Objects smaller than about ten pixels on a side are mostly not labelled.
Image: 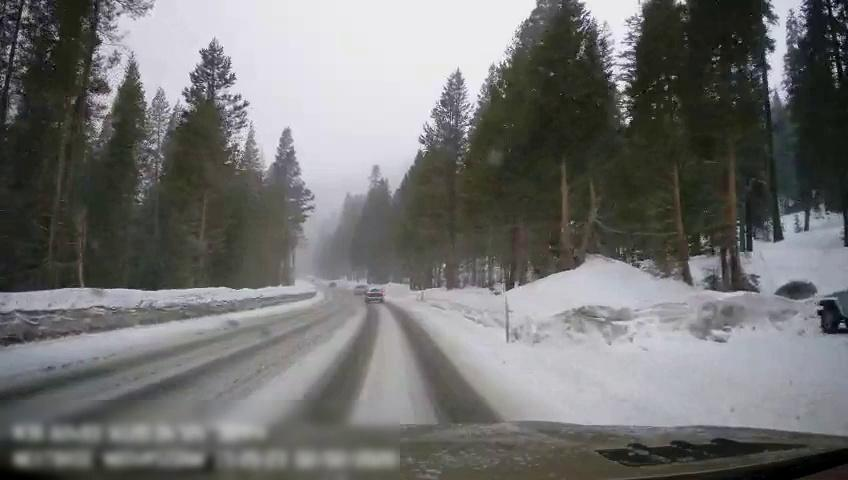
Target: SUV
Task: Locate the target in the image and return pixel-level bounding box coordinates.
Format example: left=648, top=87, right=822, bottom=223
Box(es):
left=364, top=287, right=386, bottom=304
